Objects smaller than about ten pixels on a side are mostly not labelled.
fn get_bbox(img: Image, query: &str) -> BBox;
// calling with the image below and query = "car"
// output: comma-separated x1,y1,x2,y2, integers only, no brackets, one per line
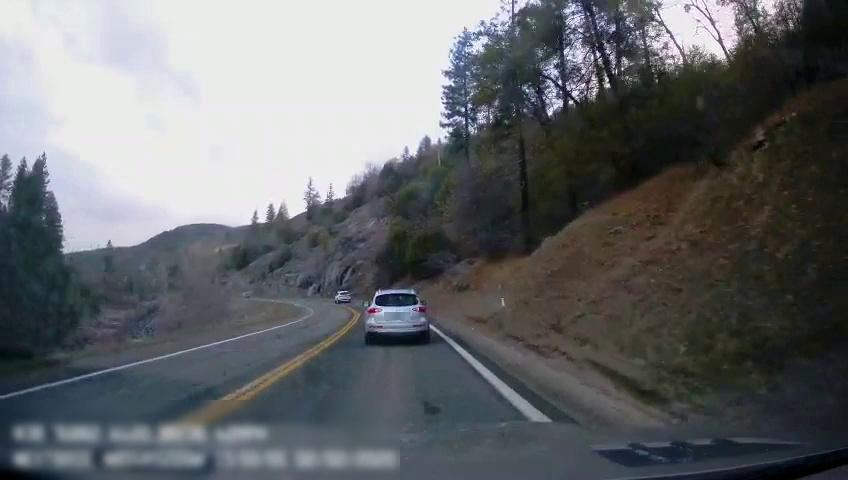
334,290,352,305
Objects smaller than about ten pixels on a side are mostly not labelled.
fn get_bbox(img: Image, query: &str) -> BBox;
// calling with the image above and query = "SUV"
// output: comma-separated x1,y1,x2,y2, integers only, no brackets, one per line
362,289,430,348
